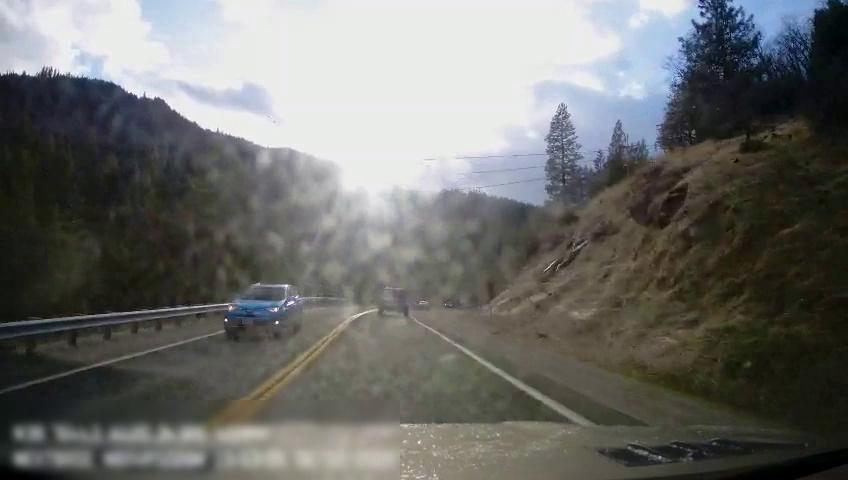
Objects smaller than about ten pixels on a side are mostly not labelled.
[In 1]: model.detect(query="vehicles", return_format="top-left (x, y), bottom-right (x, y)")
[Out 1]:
top-left (378, 286), bottom-right (410, 318)
top-left (224, 283), bottom-right (303, 341)
top-left (418, 300), bottom-right (430, 310)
